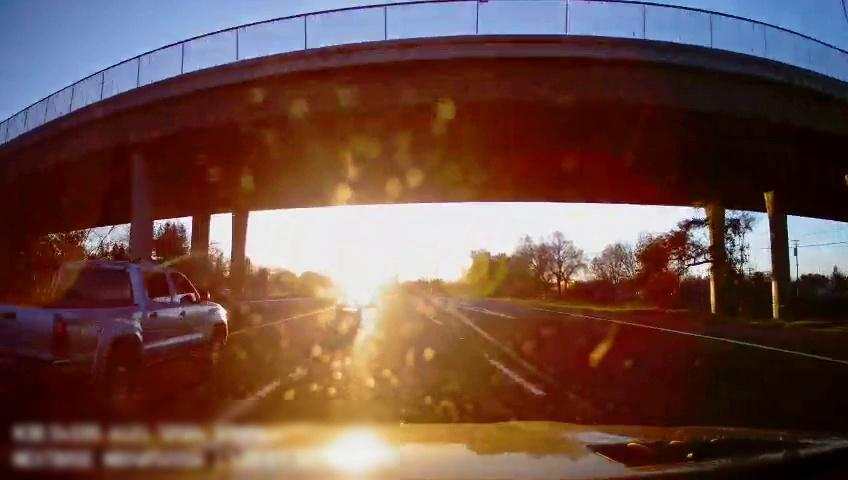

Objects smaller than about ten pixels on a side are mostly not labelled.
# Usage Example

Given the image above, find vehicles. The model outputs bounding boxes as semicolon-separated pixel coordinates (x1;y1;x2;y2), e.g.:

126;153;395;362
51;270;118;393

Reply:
363;295;380;308
336;296;361;317
0;259;228;401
